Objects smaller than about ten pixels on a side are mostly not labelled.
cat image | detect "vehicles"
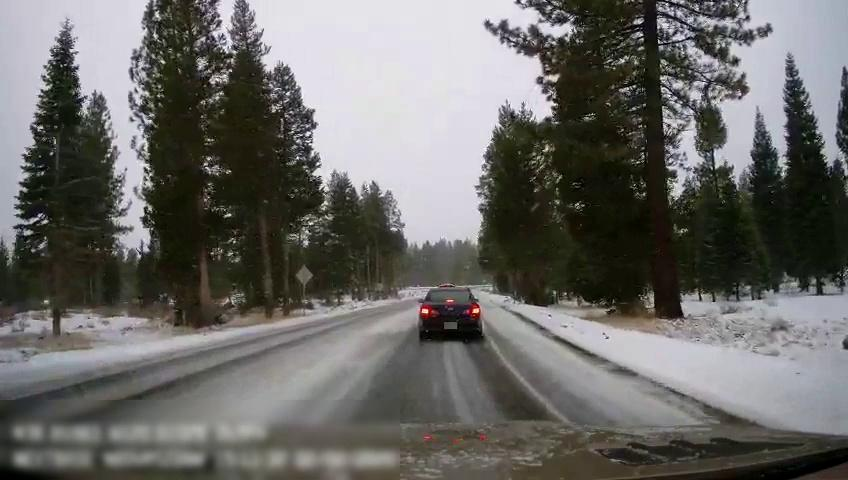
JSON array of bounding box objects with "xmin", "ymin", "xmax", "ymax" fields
[
  {"xmin": 438, "ymin": 284, "xmax": 457, "ymax": 289},
  {"xmin": 417, "ymin": 288, "xmax": 482, "ymax": 340}
]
